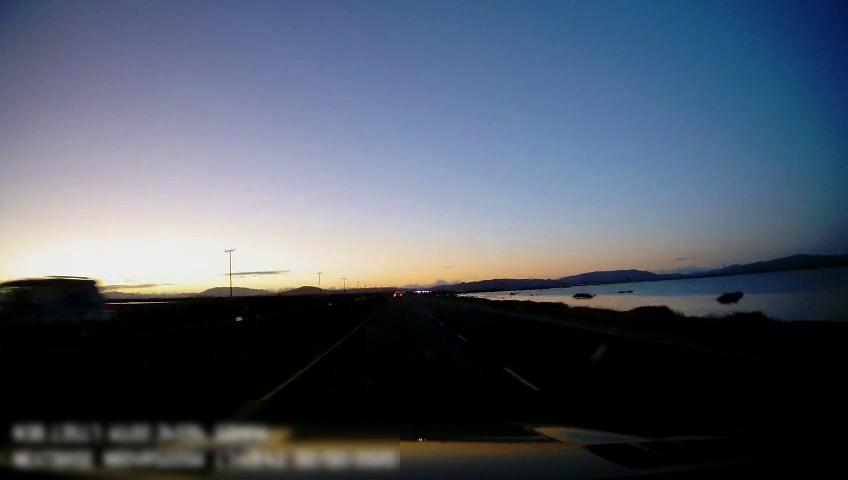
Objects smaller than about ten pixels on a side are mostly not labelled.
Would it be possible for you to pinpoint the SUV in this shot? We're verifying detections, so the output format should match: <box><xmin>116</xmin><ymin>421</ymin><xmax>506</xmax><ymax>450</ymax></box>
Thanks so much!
<box><xmin>0</xmin><ymin>275</ymin><xmax>107</xmax><ymax>331</ymax></box>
